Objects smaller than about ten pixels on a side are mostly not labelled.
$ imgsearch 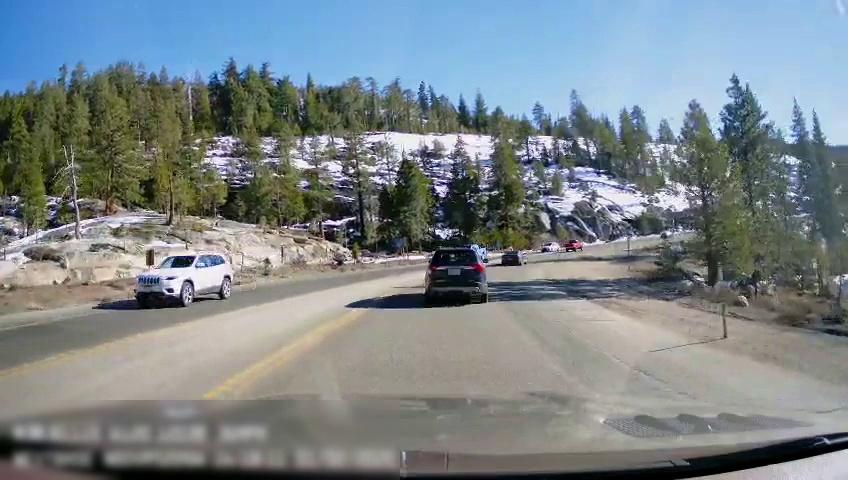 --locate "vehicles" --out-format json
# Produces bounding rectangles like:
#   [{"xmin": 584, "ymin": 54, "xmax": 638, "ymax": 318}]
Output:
[
  {"xmin": 134, "ymin": 250, "xmax": 236, "ymax": 308},
  {"xmin": 424, "ymin": 247, "xmax": 490, "ymax": 305},
  {"xmin": 541, "ymin": 241, "xmax": 561, "ymax": 253},
  {"xmin": 468, "ymin": 242, "xmax": 490, "ymax": 263},
  {"xmin": 501, "ymin": 248, "xmax": 528, "ymax": 268},
  {"xmin": 565, "ymin": 238, "xmax": 584, "ymax": 253}
]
